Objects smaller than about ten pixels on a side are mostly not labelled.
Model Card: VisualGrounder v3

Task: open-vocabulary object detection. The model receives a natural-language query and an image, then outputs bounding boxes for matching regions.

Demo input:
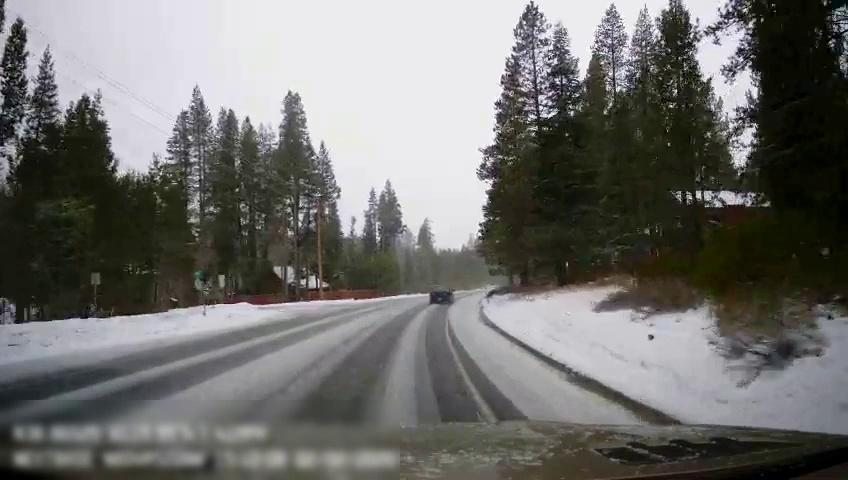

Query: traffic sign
[194,270,205,280]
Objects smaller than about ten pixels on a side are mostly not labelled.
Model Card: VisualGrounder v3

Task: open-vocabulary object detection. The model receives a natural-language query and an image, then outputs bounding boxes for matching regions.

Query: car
[429,283,456,305]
